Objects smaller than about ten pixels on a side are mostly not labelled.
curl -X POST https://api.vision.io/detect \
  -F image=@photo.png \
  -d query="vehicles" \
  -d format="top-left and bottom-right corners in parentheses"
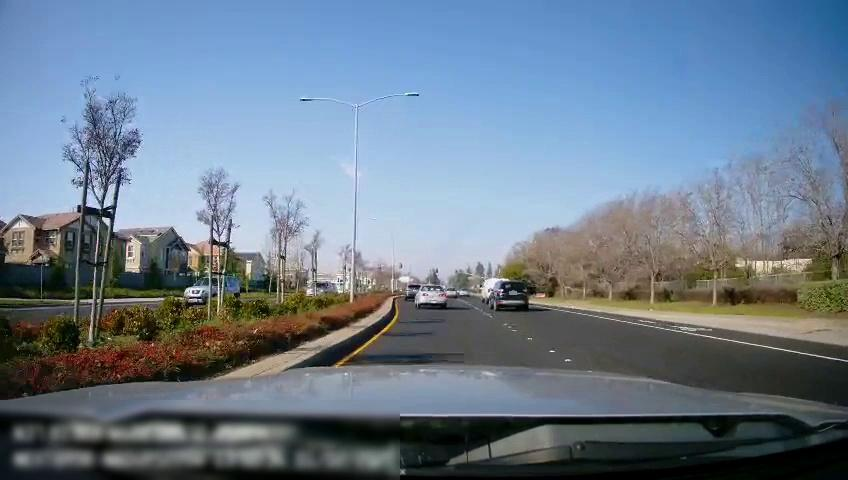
top-left (445, 285), bottom-right (457, 297)
top-left (183, 277), bottom-right (241, 306)
top-left (306, 281), bottom-right (337, 296)
top-left (414, 284), bottom-right (447, 309)
top-left (479, 278), bottom-right (509, 305)
top-left (404, 283), bottom-right (421, 301)
top-left (489, 279), bottom-right (529, 312)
